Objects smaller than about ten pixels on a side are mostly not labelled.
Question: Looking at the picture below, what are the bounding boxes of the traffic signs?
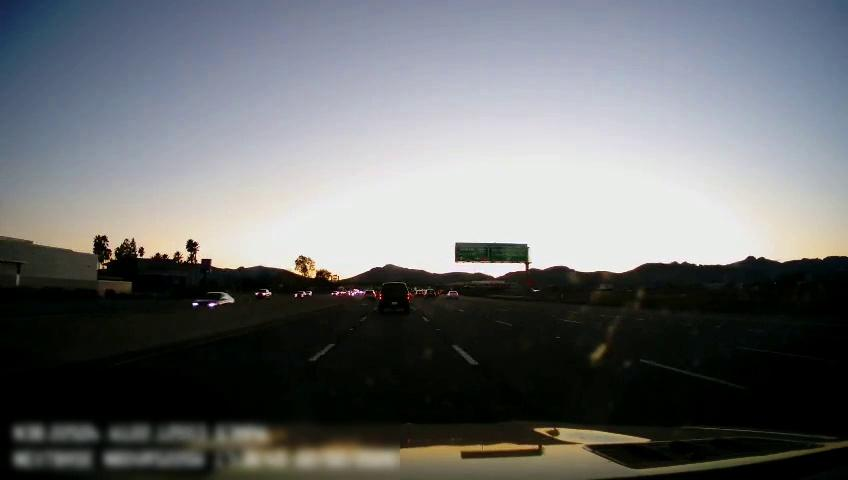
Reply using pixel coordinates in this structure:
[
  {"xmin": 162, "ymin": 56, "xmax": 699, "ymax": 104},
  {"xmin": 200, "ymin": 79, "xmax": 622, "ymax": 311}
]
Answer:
[
  {"xmin": 454, "ymin": 241, "xmax": 490, "ymax": 264},
  {"xmin": 489, "ymin": 241, "xmax": 529, "ymax": 264}
]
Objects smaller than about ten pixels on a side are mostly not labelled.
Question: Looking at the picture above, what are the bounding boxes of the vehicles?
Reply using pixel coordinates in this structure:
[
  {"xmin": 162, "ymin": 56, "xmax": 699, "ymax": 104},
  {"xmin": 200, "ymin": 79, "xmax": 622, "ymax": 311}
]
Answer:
[
  {"xmin": 446, "ymin": 290, "xmax": 460, "ymax": 300},
  {"xmin": 378, "ymin": 281, "xmax": 412, "ymax": 313},
  {"xmin": 191, "ymin": 291, "xmax": 235, "ymax": 309},
  {"xmin": 255, "ymin": 288, "xmax": 272, "ymax": 297},
  {"xmin": 423, "ymin": 288, "xmax": 437, "ymax": 300},
  {"xmin": 294, "ymin": 290, "xmax": 307, "ymax": 298}
]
